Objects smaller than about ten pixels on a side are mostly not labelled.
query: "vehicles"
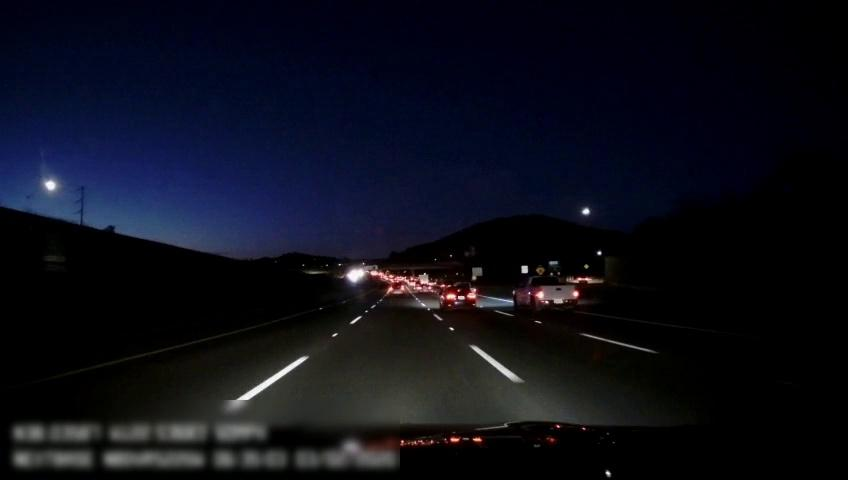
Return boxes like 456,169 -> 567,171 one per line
578,275 -> 588,285
388,282 -> 405,297
512,274 -> 578,313
416,283 -> 431,294
439,286 -> 476,311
